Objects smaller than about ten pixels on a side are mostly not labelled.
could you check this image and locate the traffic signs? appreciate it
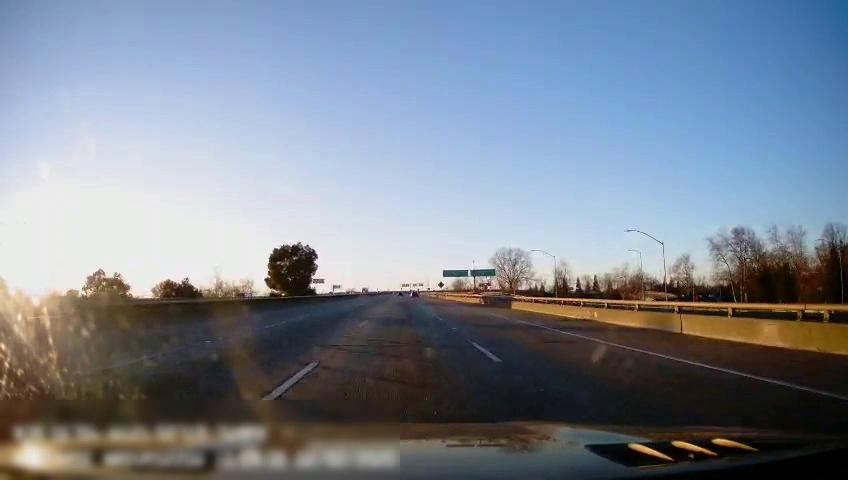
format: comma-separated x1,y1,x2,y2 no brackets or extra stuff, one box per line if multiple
470,269,495,276
442,270,468,277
